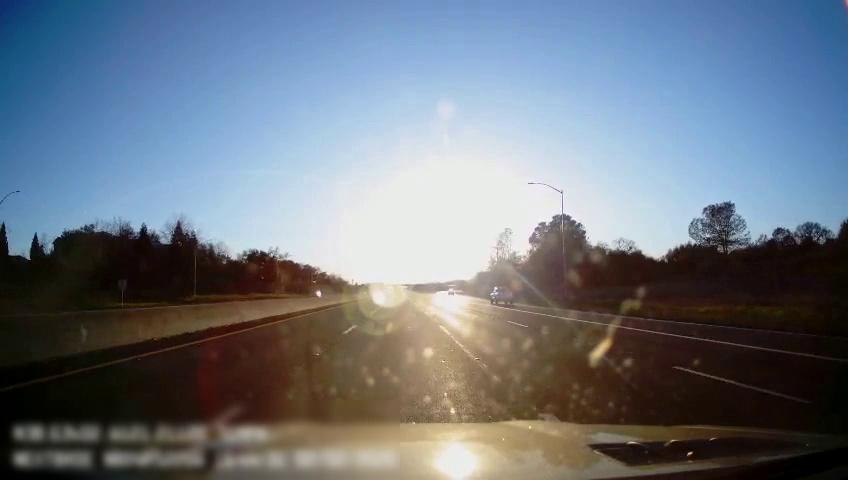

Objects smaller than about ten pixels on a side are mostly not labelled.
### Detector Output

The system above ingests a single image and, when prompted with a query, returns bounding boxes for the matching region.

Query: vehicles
[490,287,513,304]
[309,291,322,299]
